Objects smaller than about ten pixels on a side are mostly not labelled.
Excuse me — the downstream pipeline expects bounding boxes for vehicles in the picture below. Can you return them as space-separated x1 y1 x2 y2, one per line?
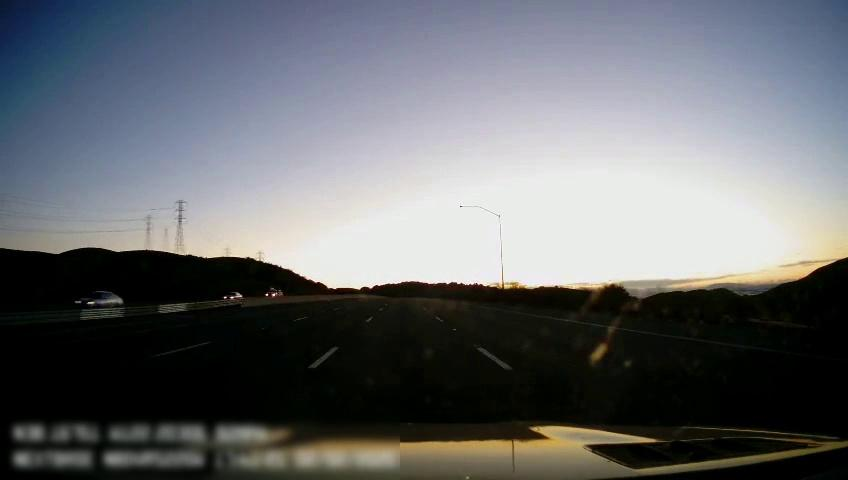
223 292 243 300
265 288 283 297
75 290 124 309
